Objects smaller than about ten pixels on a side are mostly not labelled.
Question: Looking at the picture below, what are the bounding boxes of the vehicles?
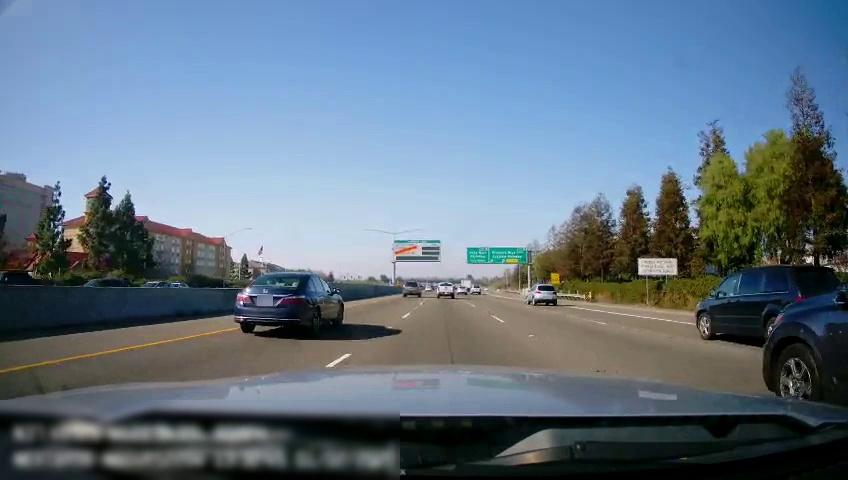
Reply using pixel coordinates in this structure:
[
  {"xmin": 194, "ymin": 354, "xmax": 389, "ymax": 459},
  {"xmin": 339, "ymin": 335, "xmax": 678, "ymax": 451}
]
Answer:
[
  {"xmin": 142, "ymin": 280, "xmax": 173, "ymax": 288},
  {"xmin": 0, "ymin": 268, "xmax": 58, "ymax": 288},
  {"xmin": 761, "ymin": 285, "xmax": 848, "ymax": 409},
  {"xmin": 435, "ymin": 281, "xmax": 454, "ymax": 299},
  {"xmin": 232, "ymin": 271, "xmax": 346, "ymax": 335},
  {"xmin": 172, "ymin": 282, "xmax": 190, "ymax": 288},
  {"xmin": 471, "ymin": 285, "xmax": 482, "ymax": 295},
  {"xmin": 461, "ymin": 279, "xmax": 471, "ymax": 292},
  {"xmin": 527, "ymin": 284, "xmax": 558, "ymax": 307},
  {"xmin": 456, "ymin": 284, "xmax": 468, "ymax": 295},
  {"xmin": 401, "ymin": 280, "xmax": 422, "ymax": 298},
  {"xmin": 80, "ymin": 278, "xmax": 129, "ymax": 288},
  {"xmin": 694, "ymin": 263, "xmax": 846, "ymax": 340}
]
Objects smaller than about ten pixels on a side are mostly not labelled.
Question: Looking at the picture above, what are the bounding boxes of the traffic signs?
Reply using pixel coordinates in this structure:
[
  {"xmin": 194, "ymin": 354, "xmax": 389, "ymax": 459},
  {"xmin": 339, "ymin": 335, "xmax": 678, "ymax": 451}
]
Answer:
[
  {"xmin": 488, "ymin": 246, "xmax": 528, "ymax": 265},
  {"xmin": 466, "ymin": 246, "xmax": 488, "ymax": 265}
]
